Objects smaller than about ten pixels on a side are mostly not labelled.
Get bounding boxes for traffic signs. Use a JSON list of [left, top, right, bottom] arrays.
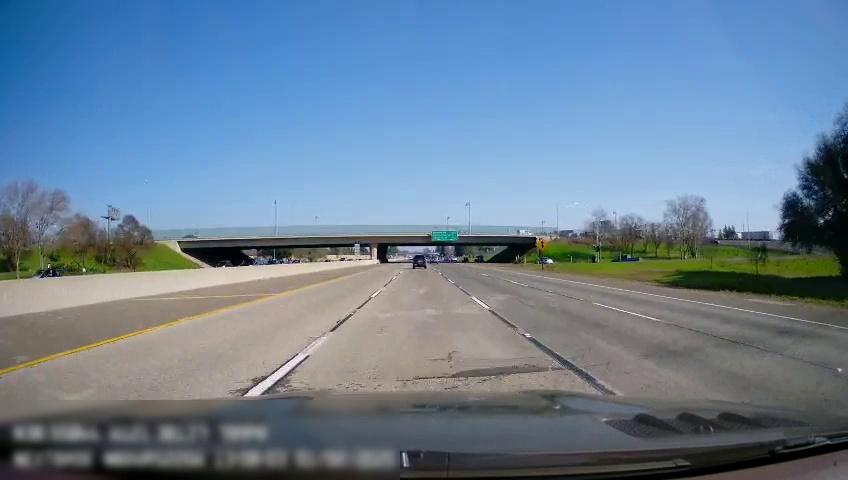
[[430, 229, 459, 241], [536, 239, 546, 250]]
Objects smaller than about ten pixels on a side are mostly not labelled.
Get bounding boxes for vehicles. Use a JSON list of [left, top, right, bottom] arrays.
[[412, 254, 427, 269], [535, 256, 554, 264], [31, 268, 65, 279], [214, 261, 233, 268], [609, 254, 641, 264]]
